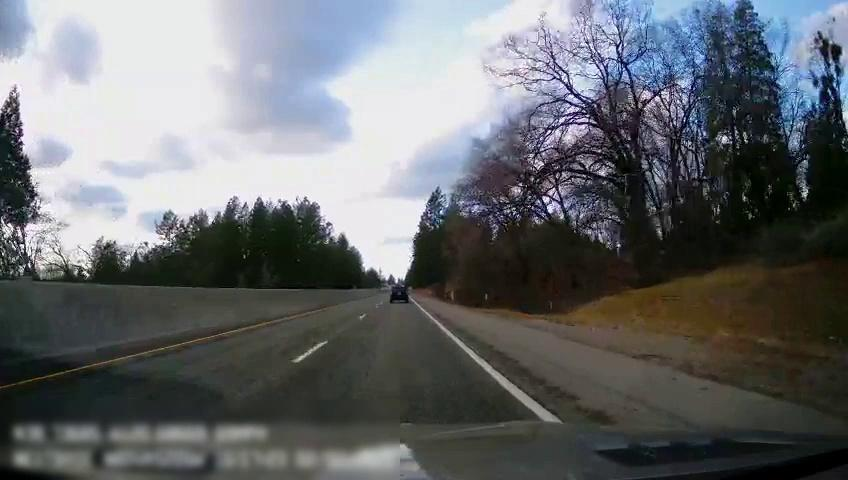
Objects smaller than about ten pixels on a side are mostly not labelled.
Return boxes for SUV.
[389,286,410,304]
